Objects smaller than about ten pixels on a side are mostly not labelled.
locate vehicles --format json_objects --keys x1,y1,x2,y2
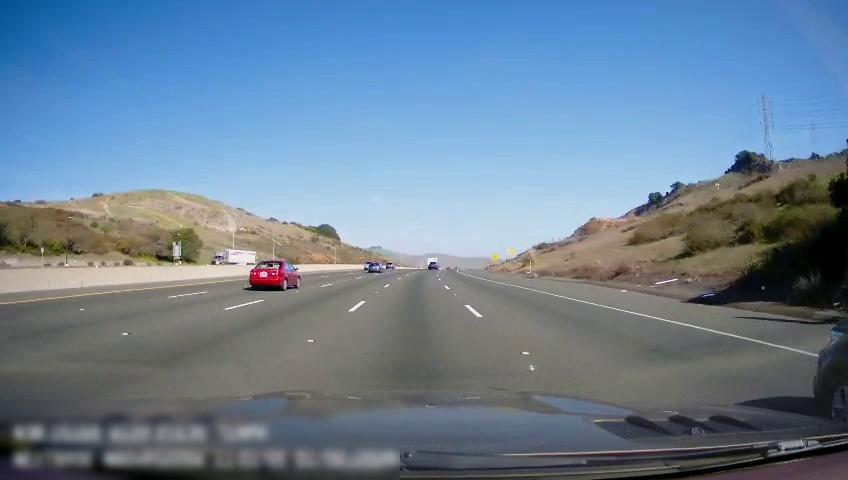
[
  {"x1": 368, "y1": 262, "x2": 385, "y2": 274},
  {"x1": 428, "y1": 260, "x2": 439, "y2": 270},
  {"x1": 211, "y1": 248, "x2": 257, "y2": 266},
  {"x1": 249, "y1": 259, "x2": 302, "y2": 292},
  {"x1": 811, "y1": 319, "x2": 848, "y2": 425},
  {"x1": 427, "y1": 257, "x2": 437, "y2": 265}
]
